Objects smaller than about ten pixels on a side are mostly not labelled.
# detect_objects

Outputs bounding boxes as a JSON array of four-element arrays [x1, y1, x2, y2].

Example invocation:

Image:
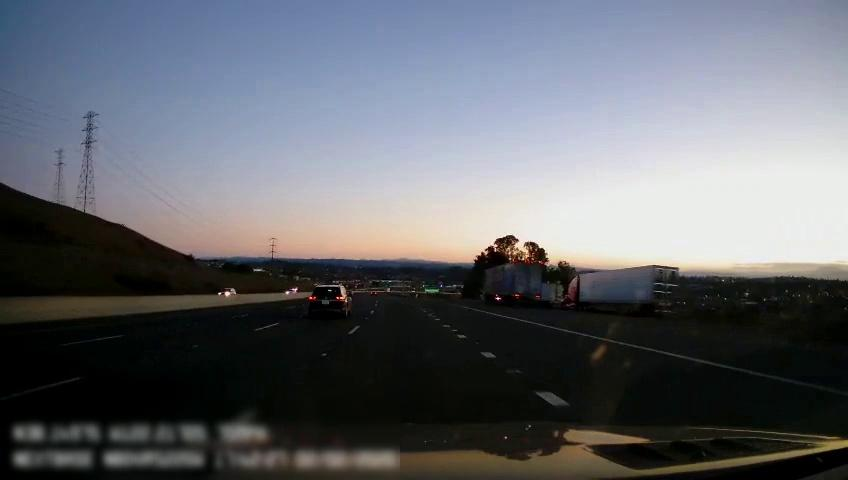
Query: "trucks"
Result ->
[[479, 263, 543, 305], [564, 263, 682, 313], [539, 282, 565, 306]]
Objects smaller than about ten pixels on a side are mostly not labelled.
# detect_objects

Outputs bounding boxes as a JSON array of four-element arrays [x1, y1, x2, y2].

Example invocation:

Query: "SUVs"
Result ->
[[306, 283, 353, 320], [218, 287, 238, 296]]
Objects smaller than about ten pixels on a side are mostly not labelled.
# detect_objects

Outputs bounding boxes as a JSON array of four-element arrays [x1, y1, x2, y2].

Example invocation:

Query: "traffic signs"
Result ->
[[424, 280, 439, 293]]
